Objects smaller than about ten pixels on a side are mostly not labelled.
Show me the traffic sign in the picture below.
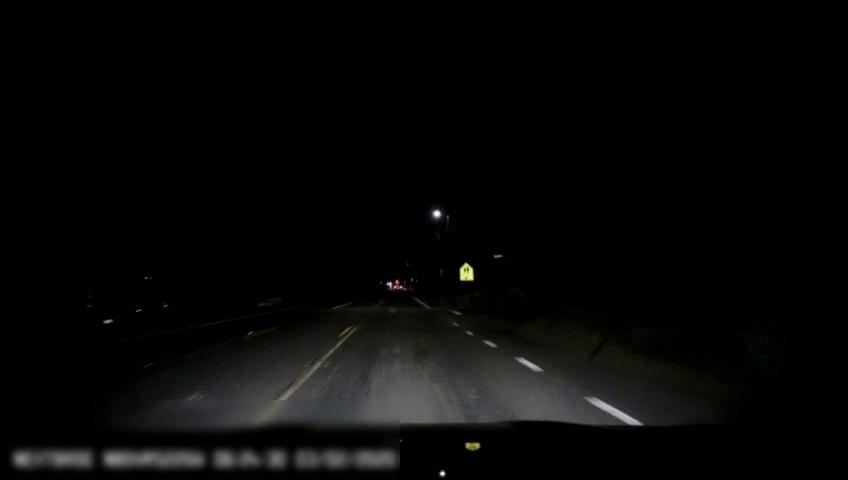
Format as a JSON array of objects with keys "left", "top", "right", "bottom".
[{"left": 459, "top": 261, "right": 474, "bottom": 282}]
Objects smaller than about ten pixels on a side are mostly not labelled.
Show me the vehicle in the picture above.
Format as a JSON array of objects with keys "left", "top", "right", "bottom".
[{"left": 254, "top": 293, "right": 282, "bottom": 310}]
